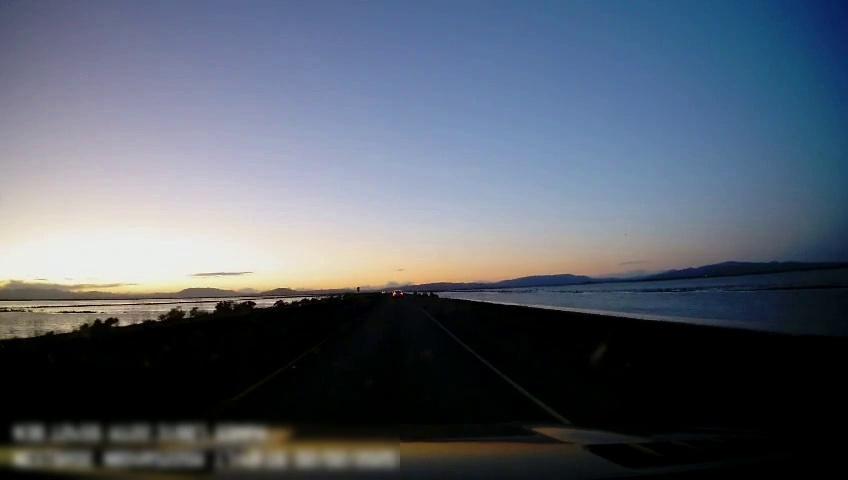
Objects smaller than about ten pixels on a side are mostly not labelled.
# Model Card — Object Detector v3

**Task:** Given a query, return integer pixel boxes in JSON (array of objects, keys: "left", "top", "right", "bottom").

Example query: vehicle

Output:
[{"left": 392, "top": 290, "right": 404, "bottom": 298}]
